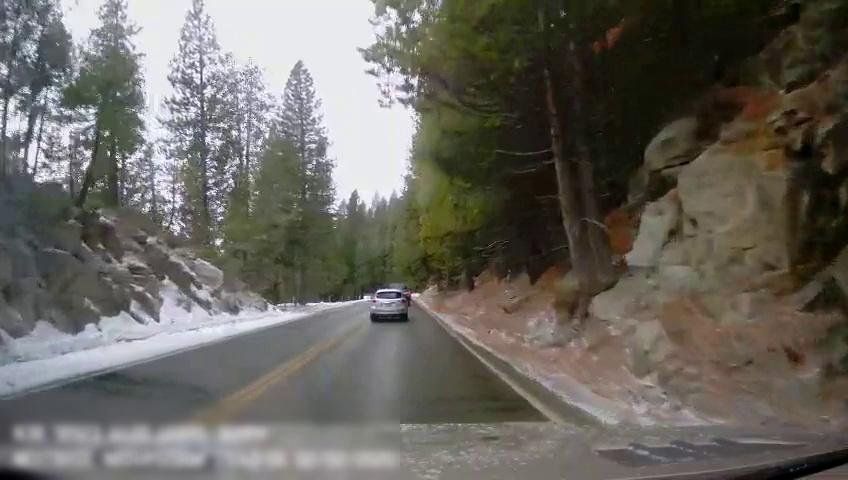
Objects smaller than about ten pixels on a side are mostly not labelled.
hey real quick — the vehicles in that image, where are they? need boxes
[370,289,408,322]
[387,282,411,306]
